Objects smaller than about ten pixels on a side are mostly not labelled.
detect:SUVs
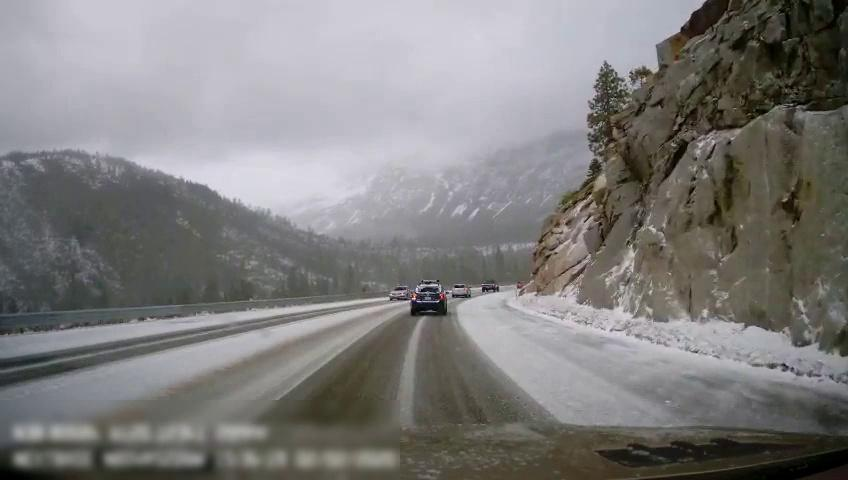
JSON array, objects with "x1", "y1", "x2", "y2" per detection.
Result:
[{"x1": 410, "y1": 278, "x2": 450, "y2": 316}]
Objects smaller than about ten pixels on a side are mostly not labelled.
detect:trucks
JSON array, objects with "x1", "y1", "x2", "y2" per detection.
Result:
[{"x1": 481, "y1": 278, "x2": 500, "y2": 293}]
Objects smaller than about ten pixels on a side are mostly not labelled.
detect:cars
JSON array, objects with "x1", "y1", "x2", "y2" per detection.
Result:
[
  {"x1": 388, "y1": 285, "x2": 413, "y2": 301},
  {"x1": 451, "y1": 282, "x2": 472, "y2": 299}
]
